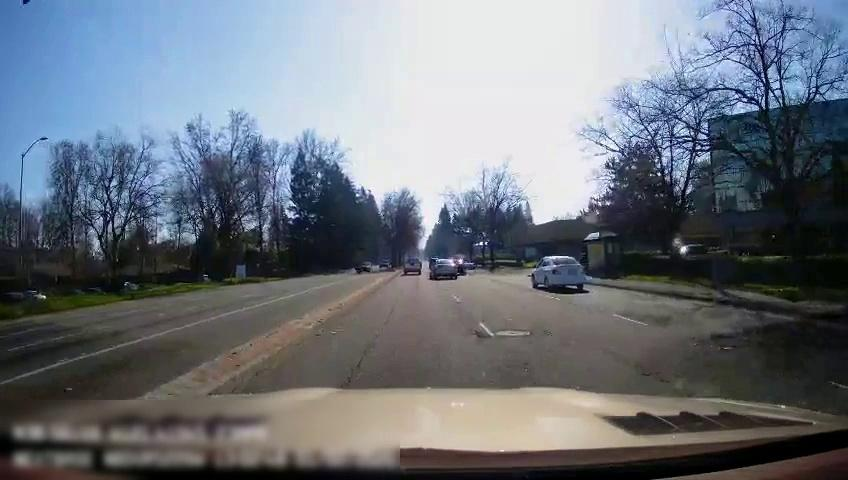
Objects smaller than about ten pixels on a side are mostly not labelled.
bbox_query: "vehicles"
[431,258,458,280]
[403,257,422,274]
[358,262,372,272]
[453,259,465,275]
[429,257,440,268]
[531,256,585,291]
